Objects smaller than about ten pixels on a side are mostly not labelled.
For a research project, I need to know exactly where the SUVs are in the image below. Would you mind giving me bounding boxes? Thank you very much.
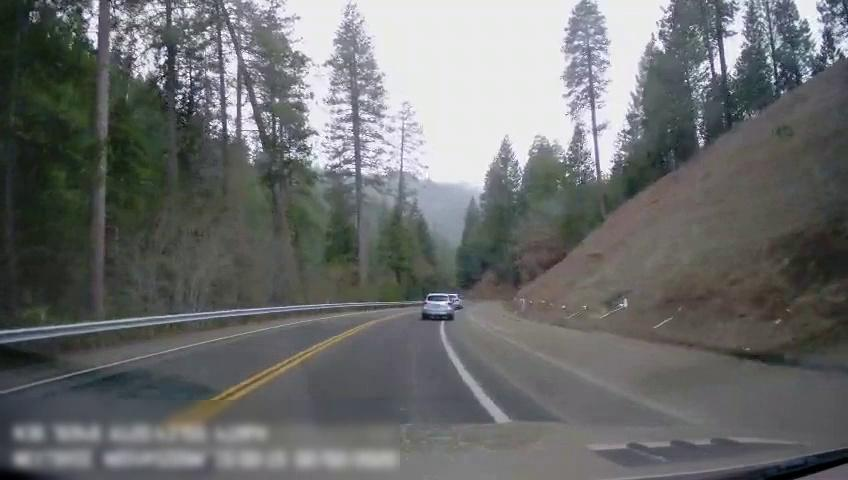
[422,293,454,320]
[448,294,463,310]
